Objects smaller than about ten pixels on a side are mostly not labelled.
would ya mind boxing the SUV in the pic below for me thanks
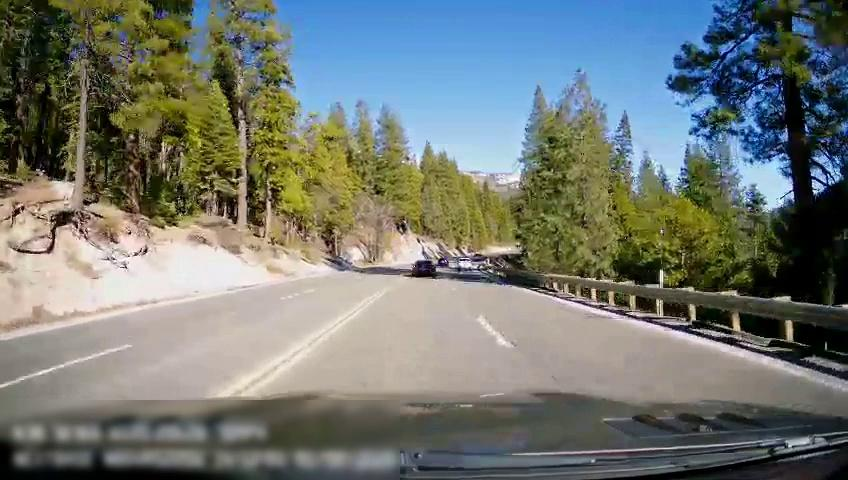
[456,257,472,272]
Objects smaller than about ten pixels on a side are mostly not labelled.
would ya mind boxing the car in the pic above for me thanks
[412,260,436,278]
